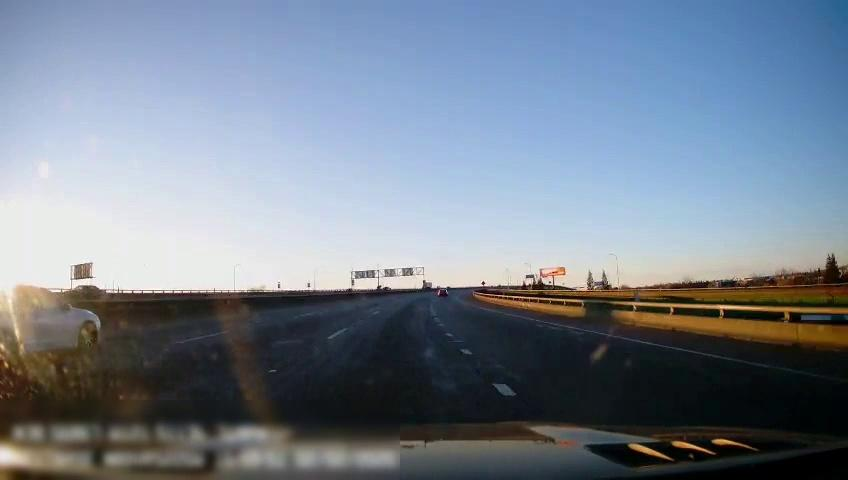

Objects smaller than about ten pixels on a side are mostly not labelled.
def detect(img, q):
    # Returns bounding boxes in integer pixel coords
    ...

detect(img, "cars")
[64,285,106,300]
[437,289,448,297]
[0,284,103,360]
